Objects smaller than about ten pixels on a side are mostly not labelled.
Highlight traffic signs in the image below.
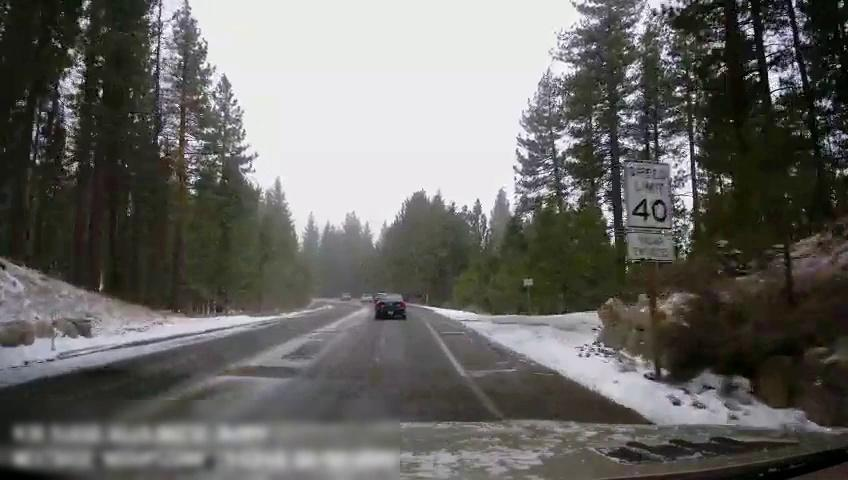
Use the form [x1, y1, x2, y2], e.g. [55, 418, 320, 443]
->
[626, 232, 673, 263]
[623, 160, 673, 230]
[523, 278, 534, 287]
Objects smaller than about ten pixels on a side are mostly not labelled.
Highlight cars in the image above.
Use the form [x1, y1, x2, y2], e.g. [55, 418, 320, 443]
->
[375, 295, 407, 321]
